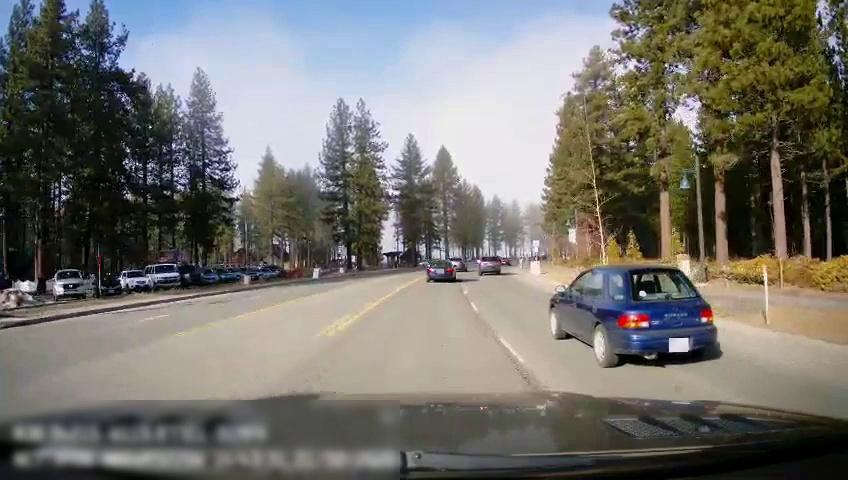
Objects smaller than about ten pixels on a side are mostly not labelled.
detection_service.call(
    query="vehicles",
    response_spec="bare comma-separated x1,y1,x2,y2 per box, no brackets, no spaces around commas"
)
254,264,281,281
478,256,503,275
144,264,182,290
216,264,241,284
549,266,715,367
50,269,90,301
176,262,209,288
448,258,467,272
118,270,153,294
427,260,455,283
